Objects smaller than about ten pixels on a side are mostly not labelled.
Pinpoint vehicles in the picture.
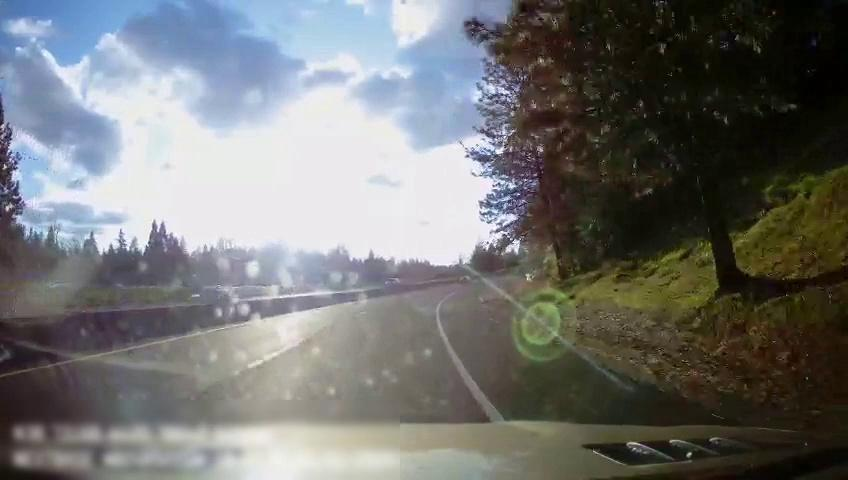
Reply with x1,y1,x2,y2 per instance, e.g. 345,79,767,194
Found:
189,284,232,304
384,277,401,287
